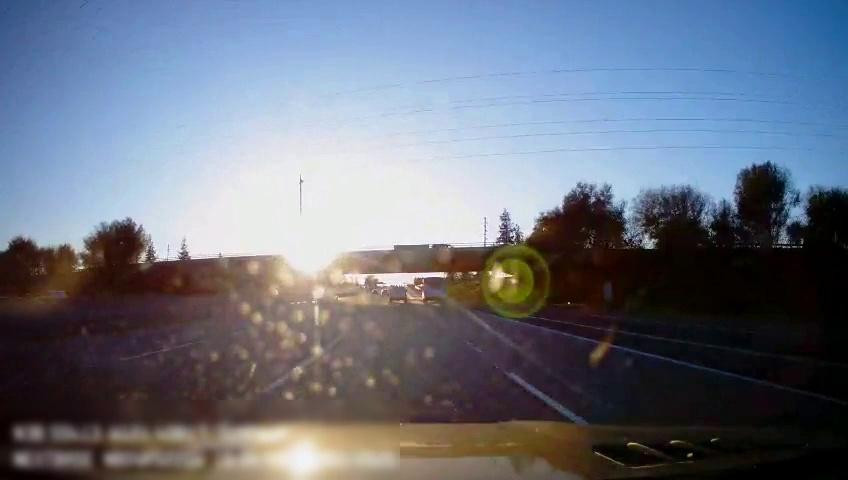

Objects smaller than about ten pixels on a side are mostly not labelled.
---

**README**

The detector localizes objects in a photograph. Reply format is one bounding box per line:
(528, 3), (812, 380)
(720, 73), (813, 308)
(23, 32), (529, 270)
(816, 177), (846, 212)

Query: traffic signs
(393, 245), (431, 263)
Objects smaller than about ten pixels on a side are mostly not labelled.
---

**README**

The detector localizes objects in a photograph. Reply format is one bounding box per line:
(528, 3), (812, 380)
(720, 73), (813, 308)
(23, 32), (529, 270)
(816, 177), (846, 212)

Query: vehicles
(389, 286), (408, 305)
(33, 291), (67, 299)
(380, 288), (390, 297)
(421, 277), (448, 303)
